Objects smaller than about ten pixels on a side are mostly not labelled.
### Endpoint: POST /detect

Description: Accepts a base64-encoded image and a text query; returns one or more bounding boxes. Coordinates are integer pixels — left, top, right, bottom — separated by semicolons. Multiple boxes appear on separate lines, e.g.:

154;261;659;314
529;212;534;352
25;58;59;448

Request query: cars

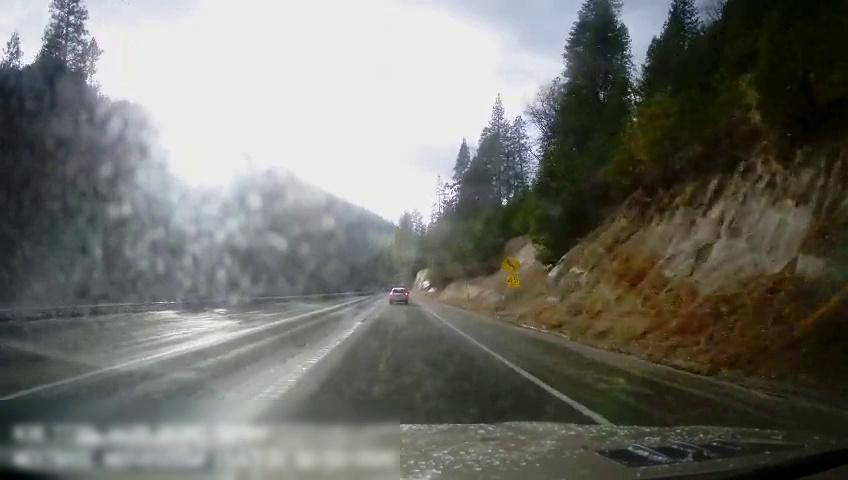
389;288;410;305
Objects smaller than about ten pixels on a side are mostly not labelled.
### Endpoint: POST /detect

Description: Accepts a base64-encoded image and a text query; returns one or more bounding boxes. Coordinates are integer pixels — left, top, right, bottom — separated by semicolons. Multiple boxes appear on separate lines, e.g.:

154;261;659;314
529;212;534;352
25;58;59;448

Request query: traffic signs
506;275;521;288
501;256;523;275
